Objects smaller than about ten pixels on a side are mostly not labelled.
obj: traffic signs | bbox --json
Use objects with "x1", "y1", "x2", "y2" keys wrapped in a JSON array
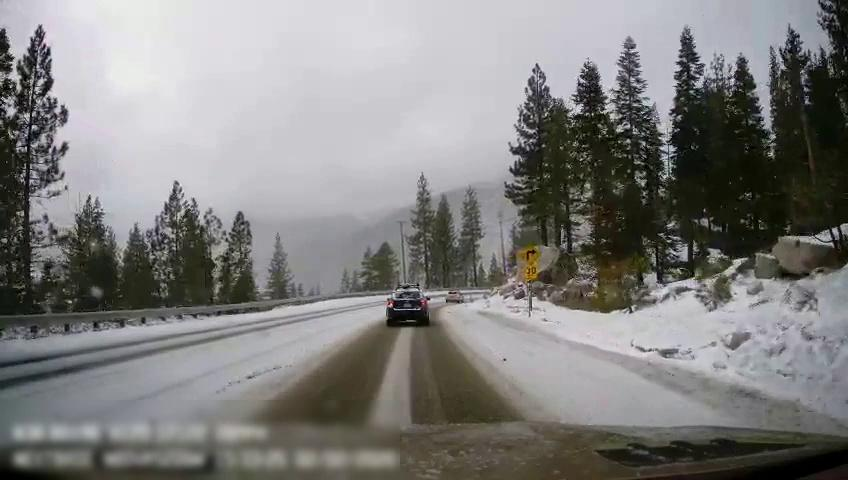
[
  {"x1": 520, "y1": 244, "x2": 542, "y2": 264},
  {"x1": 523, "y1": 264, "x2": 538, "y2": 281}
]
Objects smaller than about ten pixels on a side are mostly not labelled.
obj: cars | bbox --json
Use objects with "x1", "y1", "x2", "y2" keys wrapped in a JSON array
[
  {"x1": 446, "y1": 290, "x2": 464, "y2": 303},
  {"x1": 386, "y1": 284, "x2": 431, "y2": 328}
]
